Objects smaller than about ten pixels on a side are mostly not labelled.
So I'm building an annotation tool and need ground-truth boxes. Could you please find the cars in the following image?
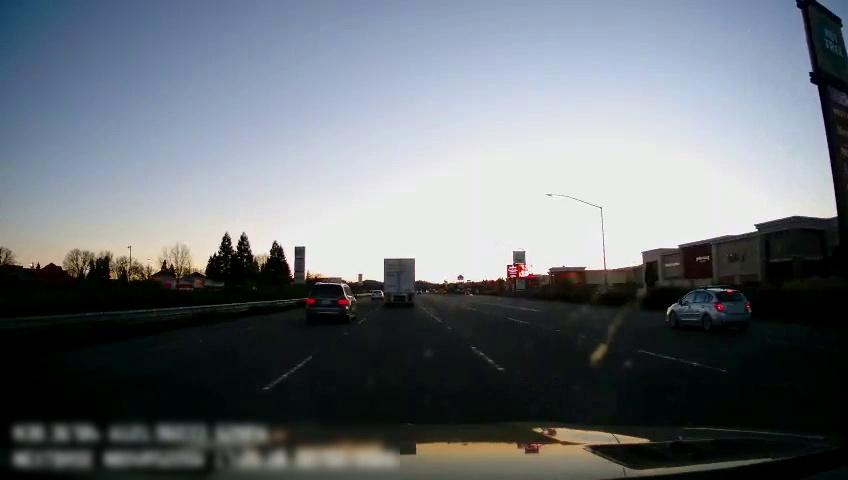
[371,290,384,301]
[666,289,753,334]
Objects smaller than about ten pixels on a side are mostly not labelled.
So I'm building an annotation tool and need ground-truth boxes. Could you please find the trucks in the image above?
[383,258,415,306]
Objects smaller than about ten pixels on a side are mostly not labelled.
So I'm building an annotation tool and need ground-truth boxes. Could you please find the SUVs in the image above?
[305,283,356,324]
